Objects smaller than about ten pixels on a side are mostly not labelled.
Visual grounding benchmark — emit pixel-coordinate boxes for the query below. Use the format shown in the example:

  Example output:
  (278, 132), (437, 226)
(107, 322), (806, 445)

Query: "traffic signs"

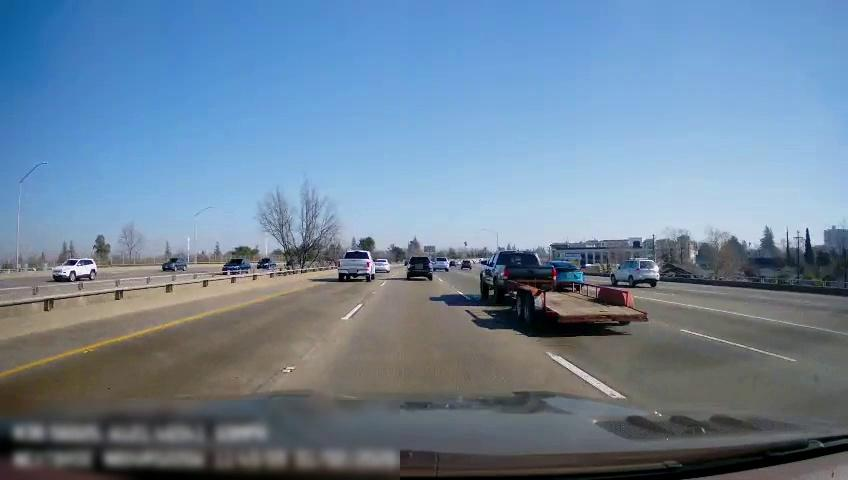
(423, 246), (435, 253)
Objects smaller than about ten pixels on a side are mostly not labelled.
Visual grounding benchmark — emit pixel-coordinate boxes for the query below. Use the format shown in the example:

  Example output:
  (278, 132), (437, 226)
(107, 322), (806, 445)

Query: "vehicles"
(161, 257), (188, 272)
(478, 250), (558, 304)
(221, 257), (253, 276)
(256, 257), (278, 270)
(432, 257), (450, 272)
(336, 249), (377, 282)
(50, 257), (99, 283)
(405, 256), (434, 282)
(609, 258), (661, 288)
(372, 258), (390, 273)
(460, 260), (472, 270)
(538, 260), (585, 292)
(504, 278), (650, 331)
